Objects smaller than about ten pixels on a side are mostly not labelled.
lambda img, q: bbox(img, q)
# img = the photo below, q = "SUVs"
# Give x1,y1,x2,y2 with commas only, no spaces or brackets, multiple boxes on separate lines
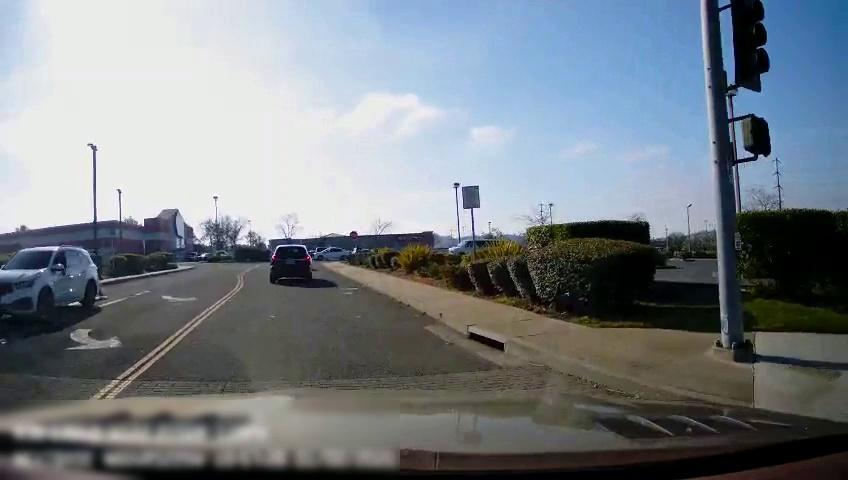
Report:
269,244,314,283
0,246,99,323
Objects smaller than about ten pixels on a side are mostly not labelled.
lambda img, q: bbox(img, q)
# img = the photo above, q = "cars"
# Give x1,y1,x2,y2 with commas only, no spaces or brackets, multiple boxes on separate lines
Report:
312,247,350,262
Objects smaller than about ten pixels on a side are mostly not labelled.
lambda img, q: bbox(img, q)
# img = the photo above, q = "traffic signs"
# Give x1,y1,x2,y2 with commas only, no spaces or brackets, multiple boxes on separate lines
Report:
348,230,360,241
461,185,481,210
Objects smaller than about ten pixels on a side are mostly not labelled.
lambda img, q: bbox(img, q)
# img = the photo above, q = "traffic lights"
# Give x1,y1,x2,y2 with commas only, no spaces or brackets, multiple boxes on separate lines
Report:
730,0,770,94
